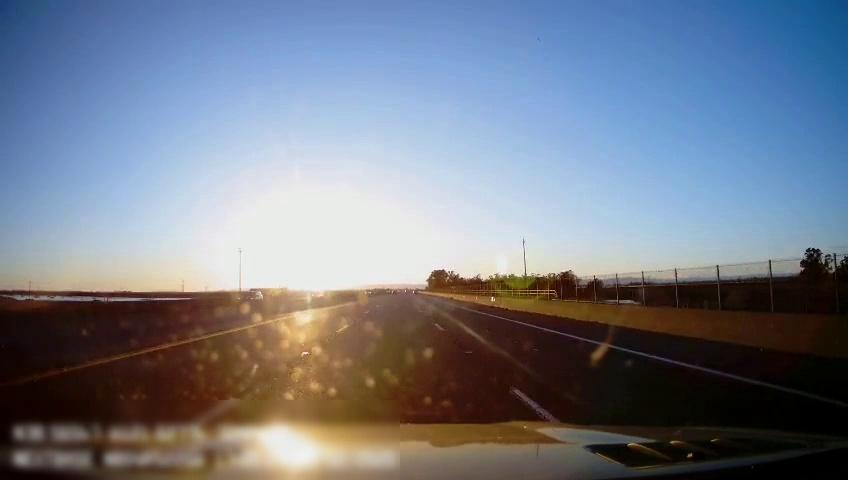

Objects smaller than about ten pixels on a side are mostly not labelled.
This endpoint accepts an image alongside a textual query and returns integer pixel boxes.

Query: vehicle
[235,291,264,303]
